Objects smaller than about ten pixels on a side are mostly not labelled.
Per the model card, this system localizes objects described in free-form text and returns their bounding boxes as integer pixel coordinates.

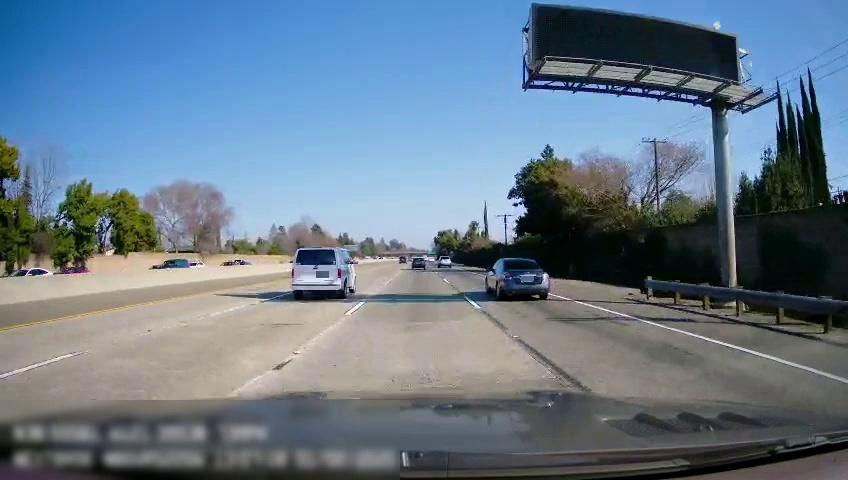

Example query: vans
[290,247,356,299]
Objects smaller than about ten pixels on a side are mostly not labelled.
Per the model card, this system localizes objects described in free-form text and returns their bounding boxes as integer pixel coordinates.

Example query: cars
[411,257,426,270]
[484,257,550,300]
[7,267,54,279]
[189,261,206,268]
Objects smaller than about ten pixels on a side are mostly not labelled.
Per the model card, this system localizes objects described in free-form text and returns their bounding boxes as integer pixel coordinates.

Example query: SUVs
[152,258,190,270]
[437,255,452,268]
